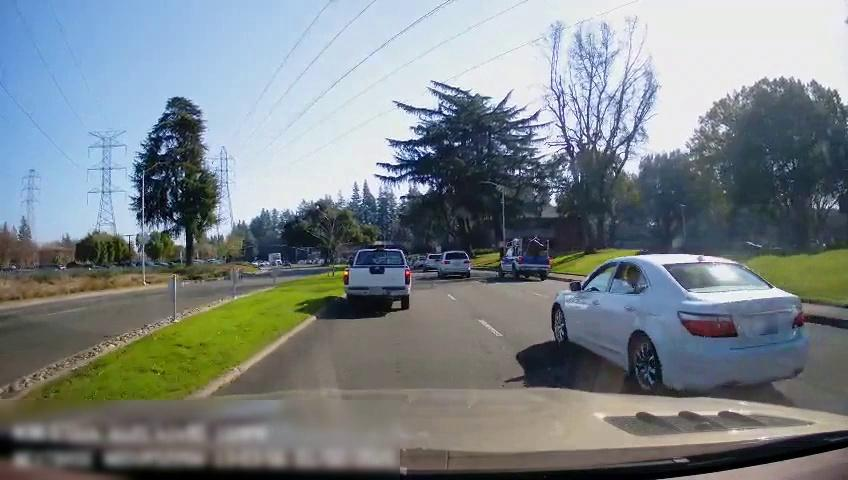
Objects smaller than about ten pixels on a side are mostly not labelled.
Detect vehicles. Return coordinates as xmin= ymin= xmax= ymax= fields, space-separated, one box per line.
xmin=497 ymin=234 xmax=552 ymax=282
xmin=549 ymin=253 xmax=807 ymax=397
xmin=413 ymin=255 xmax=426 ymax=269
xmin=422 ymin=252 xmax=442 ymax=271
xmin=268 ymin=252 xmax=283 ymax=266
xmin=344 ymin=247 xmax=412 ymax=310
xmin=437 ymin=249 xmax=472 ymax=279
